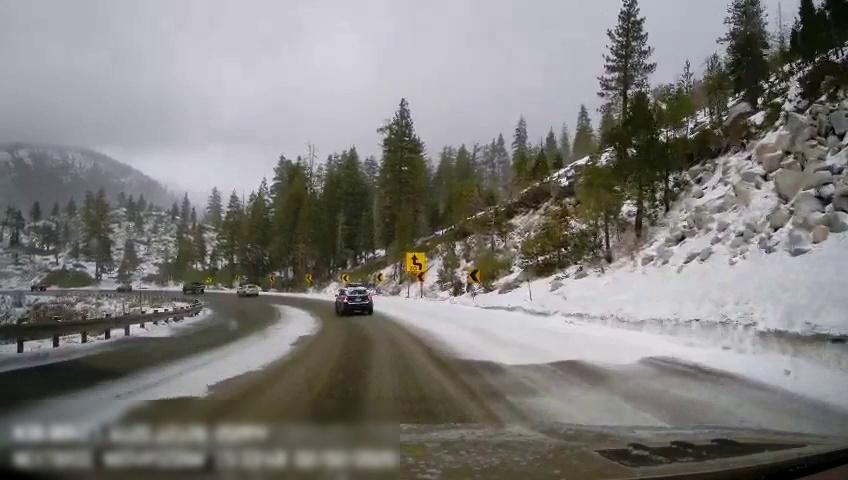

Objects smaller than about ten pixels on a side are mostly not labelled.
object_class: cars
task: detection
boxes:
[237,284,259,298]
[334,282,374,318]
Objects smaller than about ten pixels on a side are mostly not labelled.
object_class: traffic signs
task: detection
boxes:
[468,267,480,283]
[406,251,426,273]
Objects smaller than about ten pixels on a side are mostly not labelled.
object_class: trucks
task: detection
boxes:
[183,280,205,294]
